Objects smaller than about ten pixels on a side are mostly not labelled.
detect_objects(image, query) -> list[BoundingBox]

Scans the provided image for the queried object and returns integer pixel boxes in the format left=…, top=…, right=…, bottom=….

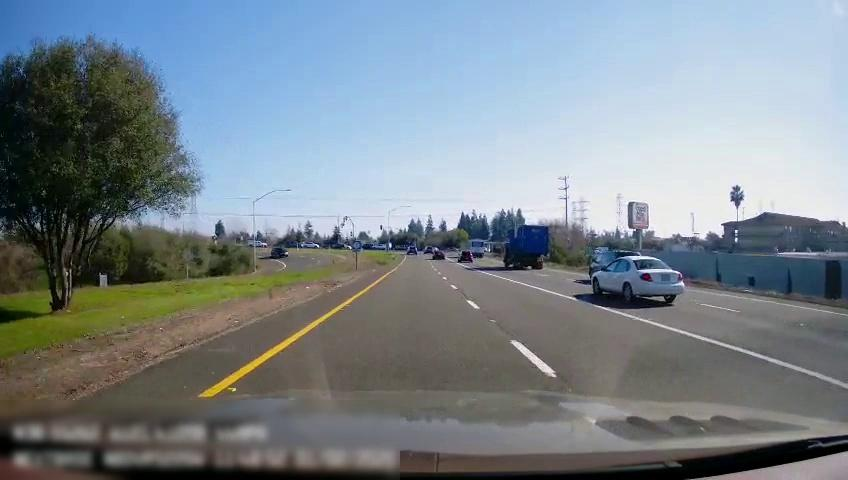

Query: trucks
left=301, top=242, right=321, bottom=249
left=248, top=240, right=267, bottom=248
left=504, top=225, right=551, bottom=271
left=469, top=239, right=485, bottom=259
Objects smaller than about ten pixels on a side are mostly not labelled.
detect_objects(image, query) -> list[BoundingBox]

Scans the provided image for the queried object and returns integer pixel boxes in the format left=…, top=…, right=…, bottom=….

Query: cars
left=432, top=251, right=445, bottom=260
left=591, top=255, right=686, bottom=305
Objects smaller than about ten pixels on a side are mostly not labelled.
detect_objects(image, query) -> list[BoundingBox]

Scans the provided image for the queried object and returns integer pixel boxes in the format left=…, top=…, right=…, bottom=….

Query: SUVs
left=270, top=246, right=289, bottom=260
left=589, top=251, right=642, bottom=274
left=457, top=249, right=473, bottom=263
left=406, top=245, right=418, bottom=255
